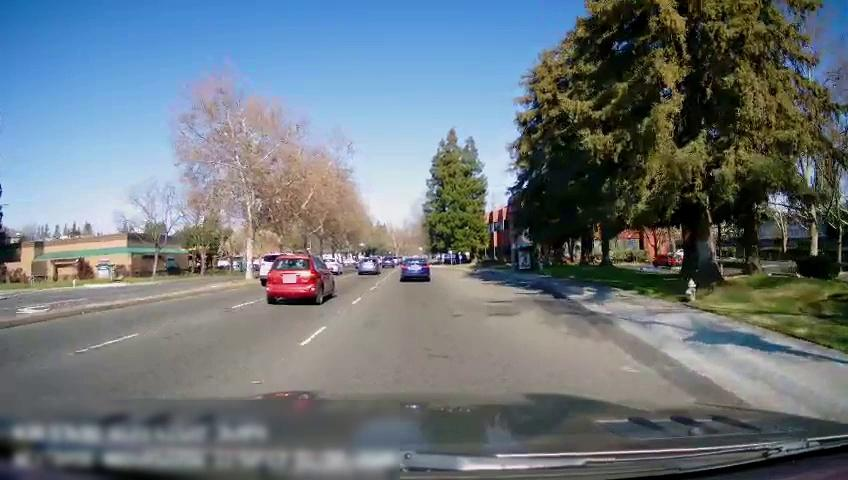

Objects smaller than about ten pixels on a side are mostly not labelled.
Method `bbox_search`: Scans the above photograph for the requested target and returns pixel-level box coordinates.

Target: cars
[400,257,432,283]
[323,258,344,276]
[381,256,394,269]
[265,255,337,306]
[358,258,379,275]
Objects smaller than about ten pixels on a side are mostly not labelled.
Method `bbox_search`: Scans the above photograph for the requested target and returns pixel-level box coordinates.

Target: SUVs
[259,253,279,287]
